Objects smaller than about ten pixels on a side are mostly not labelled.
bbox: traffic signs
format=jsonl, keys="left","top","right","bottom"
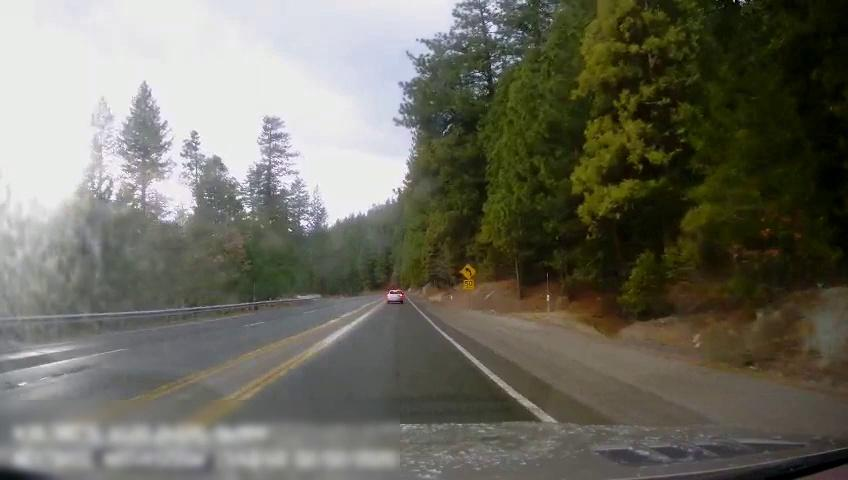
{"left": 461, "top": 263, "right": 477, "bottom": 280}
{"left": 463, "top": 279, "right": 474, "bottom": 290}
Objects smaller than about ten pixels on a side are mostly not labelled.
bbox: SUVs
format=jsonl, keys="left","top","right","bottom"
{"left": 386, "top": 290, "right": 405, "bottom": 305}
